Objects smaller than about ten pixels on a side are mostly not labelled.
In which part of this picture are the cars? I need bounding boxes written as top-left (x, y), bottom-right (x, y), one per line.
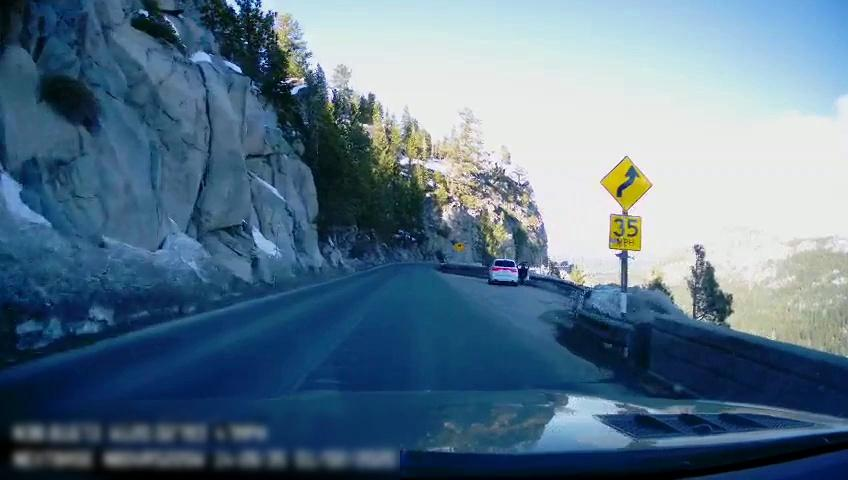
top-left (489, 257), bottom-right (531, 287)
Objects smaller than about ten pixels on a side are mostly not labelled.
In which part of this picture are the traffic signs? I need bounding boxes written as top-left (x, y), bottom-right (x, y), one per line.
top-left (608, 214), bottom-right (642, 252)
top-left (454, 243), bottom-right (465, 253)
top-left (599, 155), bottom-right (653, 212)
